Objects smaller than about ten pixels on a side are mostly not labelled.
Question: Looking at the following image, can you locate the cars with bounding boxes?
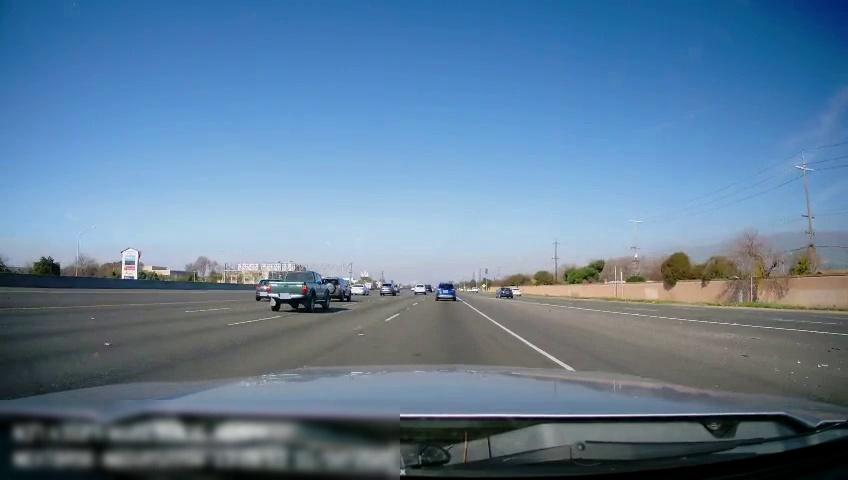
[255,279,289,302]
[350,283,369,296]
[511,287,522,297]
[495,287,514,299]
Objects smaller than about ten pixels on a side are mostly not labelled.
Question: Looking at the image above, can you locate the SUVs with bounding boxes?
[379,283,397,297]
[413,283,427,296]
[435,282,457,302]
[321,277,352,303]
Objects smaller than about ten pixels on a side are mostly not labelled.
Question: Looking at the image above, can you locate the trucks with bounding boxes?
[266,270,332,314]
